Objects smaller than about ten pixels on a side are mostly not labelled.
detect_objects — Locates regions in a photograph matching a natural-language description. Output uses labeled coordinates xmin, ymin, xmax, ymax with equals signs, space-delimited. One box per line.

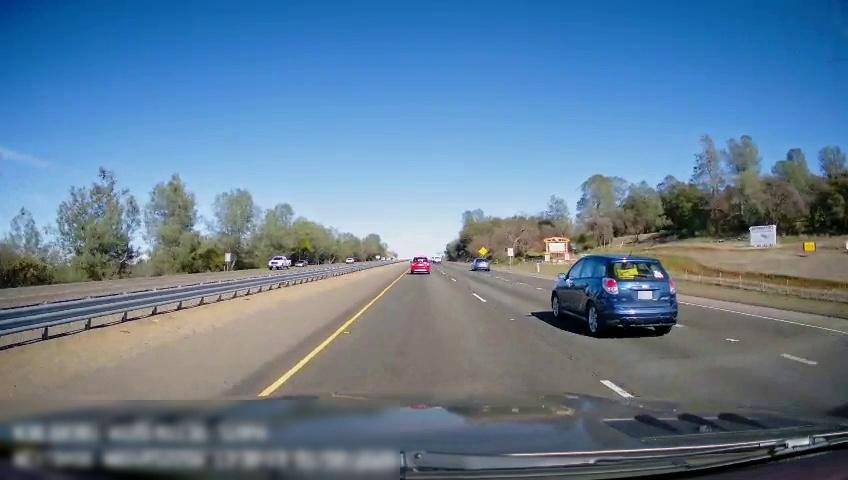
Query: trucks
xmin=267 ymin=256 xmax=291 ymax=270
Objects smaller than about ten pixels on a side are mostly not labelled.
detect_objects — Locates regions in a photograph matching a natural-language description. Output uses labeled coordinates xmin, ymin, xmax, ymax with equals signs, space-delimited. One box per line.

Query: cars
xmin=551 ymin=254 xmax=680 ymax=338
xmin=410 ymin=256 xmax=432 ymax=274
xmin=293 ymin=260 xmax=309 ymax=267
xmin=472 ymin=258 xmax=491 ymax=271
